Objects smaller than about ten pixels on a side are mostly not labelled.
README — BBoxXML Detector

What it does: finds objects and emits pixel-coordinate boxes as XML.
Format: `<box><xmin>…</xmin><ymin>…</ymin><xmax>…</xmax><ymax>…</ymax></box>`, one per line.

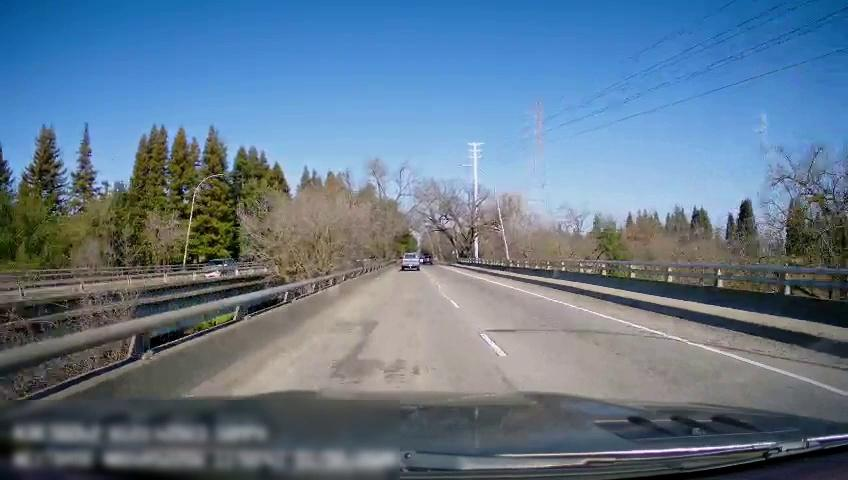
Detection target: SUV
<box><xmin>192</xmin><ymin>258</ymin><xmax>240</xmax><ymax>280</ymax></box>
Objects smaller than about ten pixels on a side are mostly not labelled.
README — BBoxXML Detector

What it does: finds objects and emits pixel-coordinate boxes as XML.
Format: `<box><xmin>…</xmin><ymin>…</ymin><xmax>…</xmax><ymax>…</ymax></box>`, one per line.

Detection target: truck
<box><xmin>400</xmin><ymin>253</ymin><xmax>420</xmax><ymax>272</ymax></box>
